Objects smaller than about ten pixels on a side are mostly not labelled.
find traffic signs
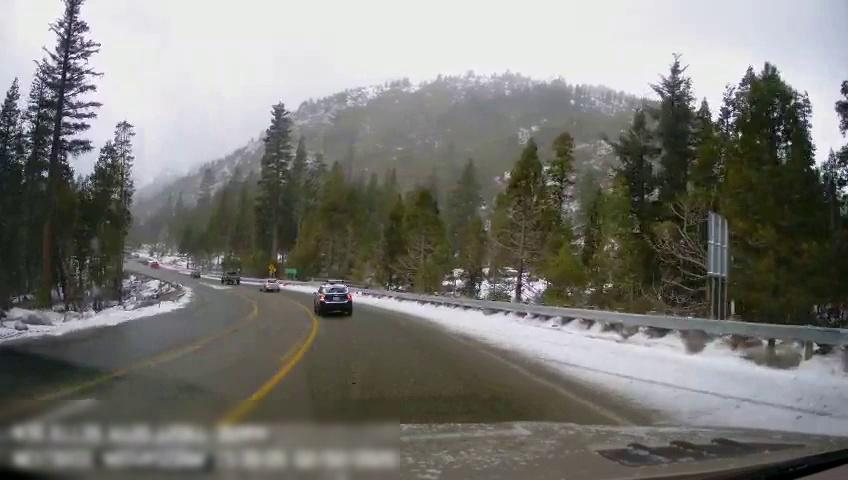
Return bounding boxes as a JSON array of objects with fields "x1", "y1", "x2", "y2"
[{"x1": 284, "y1": 268, "x2": 297, "y2": 275}]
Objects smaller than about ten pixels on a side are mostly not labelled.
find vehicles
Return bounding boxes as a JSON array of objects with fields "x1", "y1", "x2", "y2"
[
  {"x1": 220, "y1": 271, "x2": 241, "y2": 286},
  {"x1": 189, "y1": 270, "x2": 201, "y2": 279},
  {"x1": 313, "y1": 279, "x2": 353, "y2": 316},
  {"x1": 259, "y1": 278, "x2": 281, "y2": 293}
]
